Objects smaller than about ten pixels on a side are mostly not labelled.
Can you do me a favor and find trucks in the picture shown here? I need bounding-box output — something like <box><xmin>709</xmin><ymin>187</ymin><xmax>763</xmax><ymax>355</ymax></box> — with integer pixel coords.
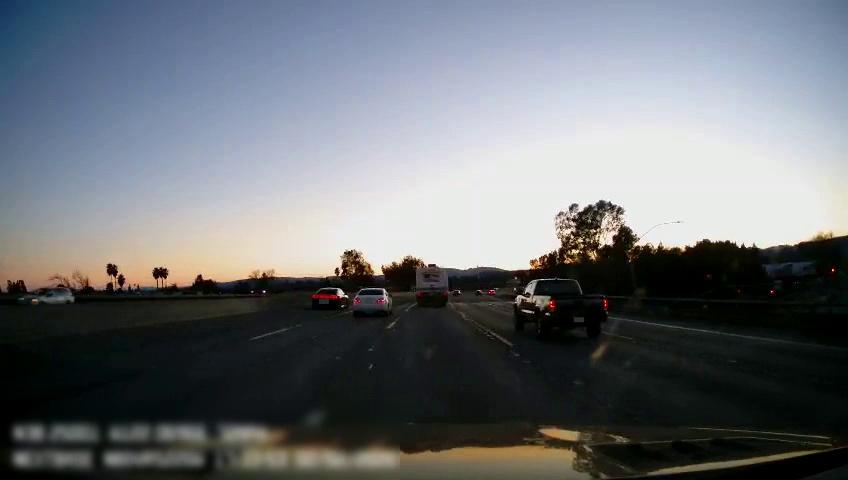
<box><xmin>513</xmin><ymin>279</ymin><xmax>609</xmax><ymax>337</ymax></box>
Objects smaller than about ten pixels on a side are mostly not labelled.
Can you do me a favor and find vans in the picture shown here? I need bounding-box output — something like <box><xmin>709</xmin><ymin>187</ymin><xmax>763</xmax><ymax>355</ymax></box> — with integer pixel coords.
<box><xmin>416</xmin><ymin>266</ymin><xmax>449</xmax><ymax>307</ymax></box>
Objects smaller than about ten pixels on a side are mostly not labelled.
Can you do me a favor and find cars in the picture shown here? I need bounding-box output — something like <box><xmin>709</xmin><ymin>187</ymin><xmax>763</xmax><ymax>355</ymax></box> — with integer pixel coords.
<box><xmin>311</xmin><ymin>287</ymin><xmax>350</xmax><ymax>309</ymax></box>
<box><xmin>352</xmin><ymin>287</ymin><xmax>393</xmax><ymax>317</ymax></box>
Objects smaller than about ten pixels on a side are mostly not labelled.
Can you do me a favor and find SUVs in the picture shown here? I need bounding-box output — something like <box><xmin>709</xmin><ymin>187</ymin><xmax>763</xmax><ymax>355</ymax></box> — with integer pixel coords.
<box><xmin>16</xmin><ymin>287</ymin><xmax>75</xmax><ymax>306</ymax></box>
